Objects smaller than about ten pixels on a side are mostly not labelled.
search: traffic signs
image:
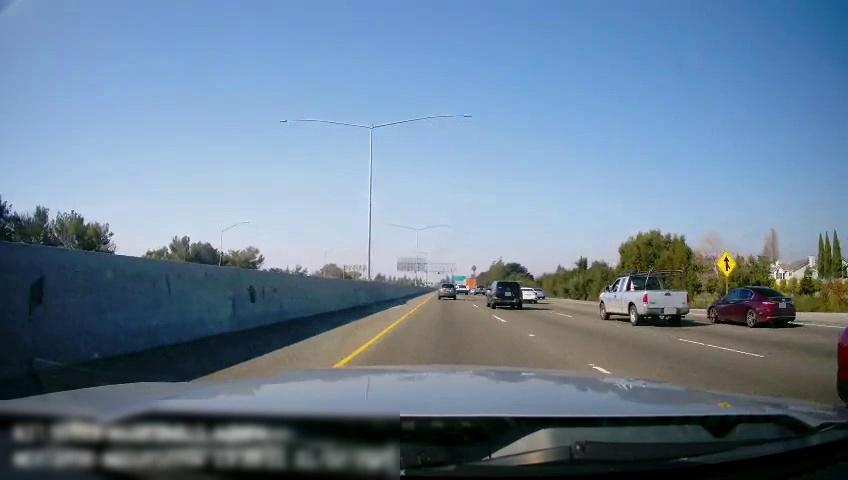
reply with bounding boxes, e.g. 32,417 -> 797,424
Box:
716,250 -> 738,277
455,274 -> 466,281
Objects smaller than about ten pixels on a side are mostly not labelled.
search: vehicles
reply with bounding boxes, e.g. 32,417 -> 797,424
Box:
835,322 -> 848,409
598,270 -> 689,327
485,280 -> 523,310
437,282 -> 457,301
465,278 -> 477,289
473,286 -> 486,296
535,287 -> 545,299
456,284 -> 469,296
521,287 -> 539,304
707,285 -> 797,329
